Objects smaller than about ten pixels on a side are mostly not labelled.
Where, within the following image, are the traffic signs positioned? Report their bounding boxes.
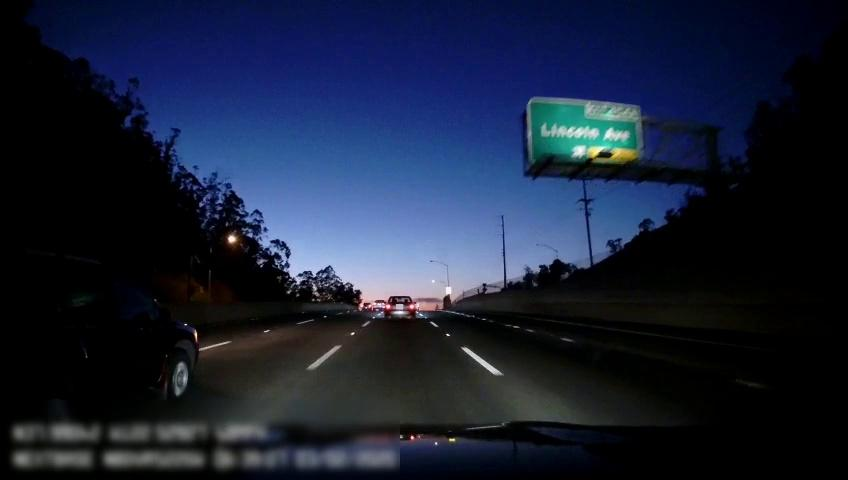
[527,96,644,165]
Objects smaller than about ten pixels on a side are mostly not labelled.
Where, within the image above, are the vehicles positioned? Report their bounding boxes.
[383,295,416,320]
[0,253,199,438]
[372,300,386,311]
[361,302,372,311]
